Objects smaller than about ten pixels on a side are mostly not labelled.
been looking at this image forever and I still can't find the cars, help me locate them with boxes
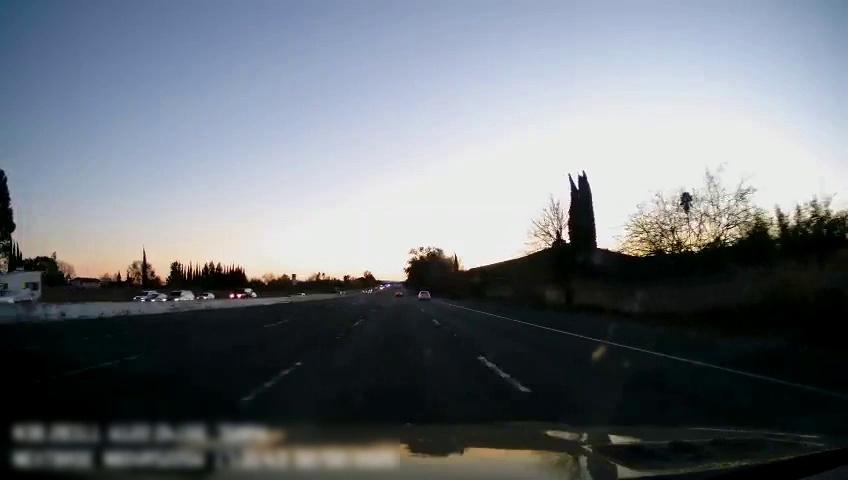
[146,293,168,303]
[418,290,431,301]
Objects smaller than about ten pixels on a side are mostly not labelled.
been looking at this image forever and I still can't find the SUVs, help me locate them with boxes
[133,290,158,303]
[197,291,216,300]
[0,288,34,305]
[228,289,248,300]
[168,290,195,302]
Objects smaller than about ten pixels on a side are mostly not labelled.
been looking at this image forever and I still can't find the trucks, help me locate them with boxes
[0,272,42,302]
